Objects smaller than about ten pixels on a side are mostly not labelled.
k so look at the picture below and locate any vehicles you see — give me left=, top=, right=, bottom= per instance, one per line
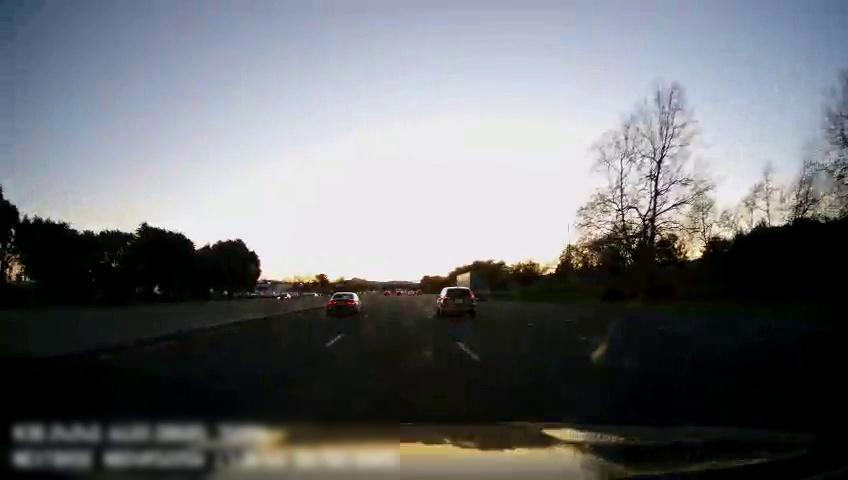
left=456, top=270, right=490, bottom=301
left=436, top=287, right=476, bottom=318
left=276, top=293, right=292, bottom=301
left=327, top=292, right=362, bottom=316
